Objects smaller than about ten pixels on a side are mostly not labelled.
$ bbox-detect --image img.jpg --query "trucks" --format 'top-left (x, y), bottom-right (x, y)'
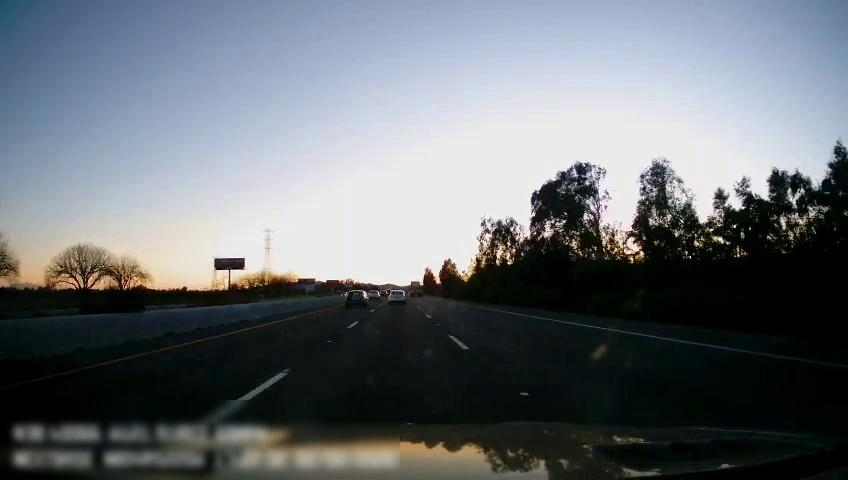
top-left (410, 281), bottom-right (424, 298)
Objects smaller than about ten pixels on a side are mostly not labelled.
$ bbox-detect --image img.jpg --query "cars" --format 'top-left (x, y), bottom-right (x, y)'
top-left (367, 289), bottom-right (381, 300)
top-left (387, 288), bottom-right (407, 305)
top-left (345, 290), bottom-right (371, 309)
